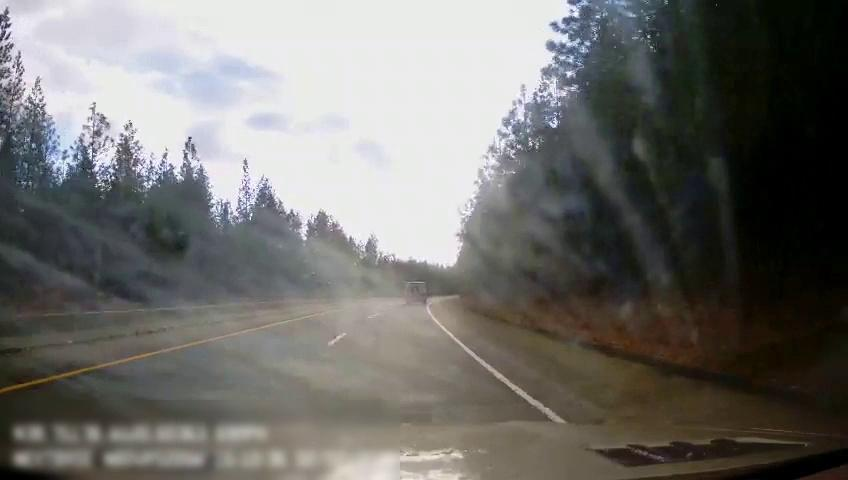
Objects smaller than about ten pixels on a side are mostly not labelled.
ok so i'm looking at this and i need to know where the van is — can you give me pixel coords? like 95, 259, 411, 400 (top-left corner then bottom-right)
405, 281, 428, 305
